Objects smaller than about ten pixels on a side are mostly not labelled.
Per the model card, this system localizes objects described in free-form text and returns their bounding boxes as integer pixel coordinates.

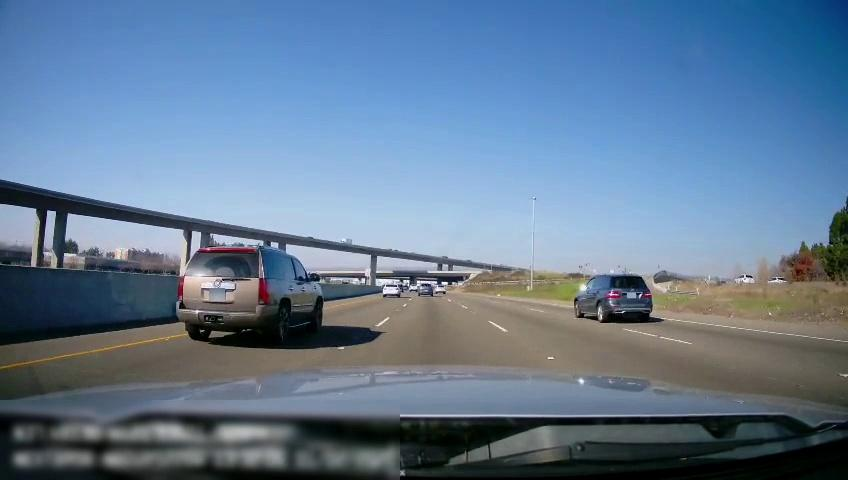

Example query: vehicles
[382,283,401,298]
[736,274,756,285]
[174,244,325,346]
[434,285,446,295]
[417,282,434,297]
[339,238,353,244]
[767,276,786,285]
[573,274,654,324]
[408,283,418,293]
